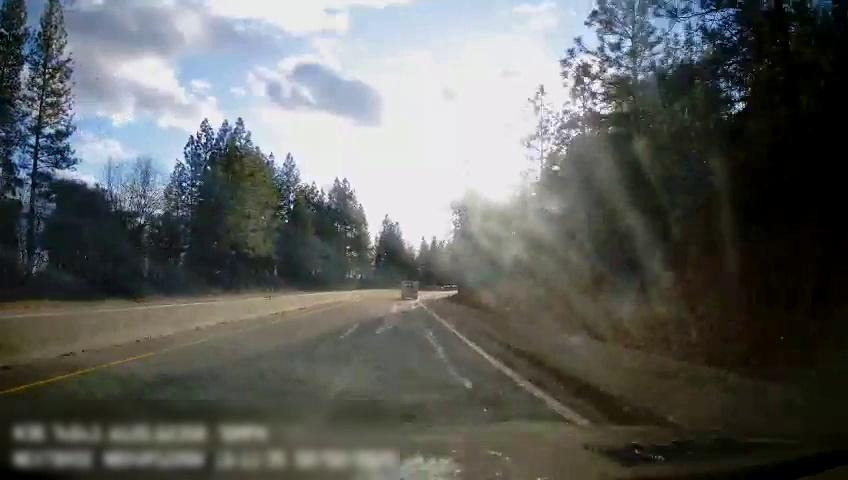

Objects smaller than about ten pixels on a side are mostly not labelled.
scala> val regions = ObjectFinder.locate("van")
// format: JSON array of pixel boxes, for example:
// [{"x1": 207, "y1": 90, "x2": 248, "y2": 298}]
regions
[{"x1": 400, "y1": 279, "x2": 420, "y2": 299}]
